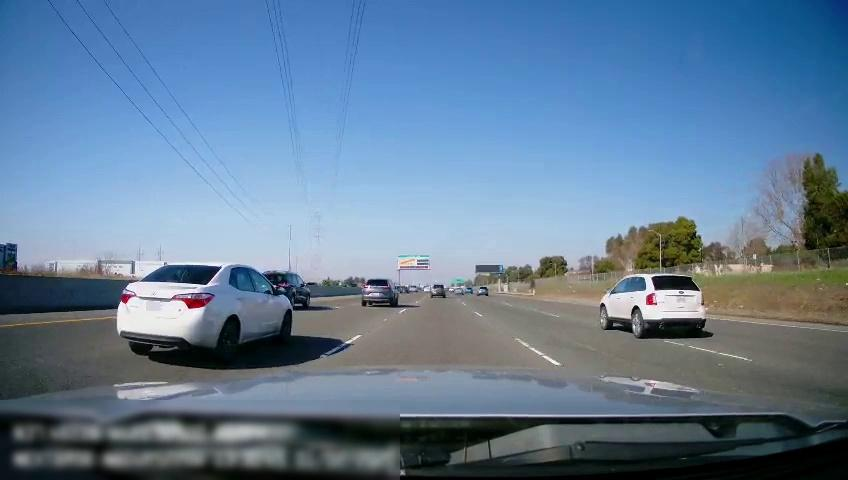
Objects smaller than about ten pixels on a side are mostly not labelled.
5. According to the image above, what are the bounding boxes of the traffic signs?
[454,278,465,285]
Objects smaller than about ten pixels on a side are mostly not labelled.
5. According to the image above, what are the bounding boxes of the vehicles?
[304,281,318,287]
[476,286,488,296]
[454,287,465,295]
[257,269,312,310]
[430,283,446,298]
[115,261,294,363]
[398,285,410,294]
[598,272,708,340]
[361,278,399,307]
